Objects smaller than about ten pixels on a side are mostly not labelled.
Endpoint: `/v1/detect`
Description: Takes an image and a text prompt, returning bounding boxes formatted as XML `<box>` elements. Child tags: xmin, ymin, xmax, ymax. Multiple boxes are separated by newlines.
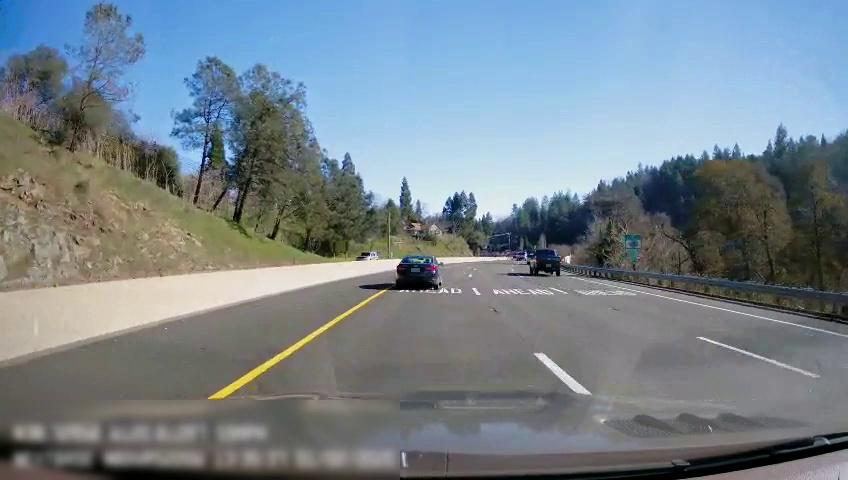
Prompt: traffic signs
<box><xmin>625</xmin><ymin>234</ymin><xmax>642</xmax><ymax>250</ymax></box>
<box><xmin>625</xmin><ymin>250</ymin><xmax>640</xmax><ymax>263</ymax></box>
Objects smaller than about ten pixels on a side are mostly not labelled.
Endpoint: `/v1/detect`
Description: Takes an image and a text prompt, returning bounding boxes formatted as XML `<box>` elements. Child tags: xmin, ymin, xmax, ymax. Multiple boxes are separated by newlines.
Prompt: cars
<box><xmin>394</xmin><ymin>253</ymin><xmax>445</xmax><ymax>292</ymax></box>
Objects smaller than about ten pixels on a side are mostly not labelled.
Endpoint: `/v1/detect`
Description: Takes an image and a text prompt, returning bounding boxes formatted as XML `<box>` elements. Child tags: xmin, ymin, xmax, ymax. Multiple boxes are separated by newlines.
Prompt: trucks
<box><xmin>528</xmin><ymin>248</ymin><xmax>561</xmax><ymax>277</ymax></box>
<box><xmin>515</xmin><ymin>252</ymin><xmax>528</xmax><ymax>262</ymax></box>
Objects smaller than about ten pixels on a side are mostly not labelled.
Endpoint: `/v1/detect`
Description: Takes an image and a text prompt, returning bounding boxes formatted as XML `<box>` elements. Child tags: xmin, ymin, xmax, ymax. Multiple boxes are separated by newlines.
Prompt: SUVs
<box><xmin>355</xmin><ymin>251</ymin><xmax>380</xmax><ymax>262</ymax></box>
